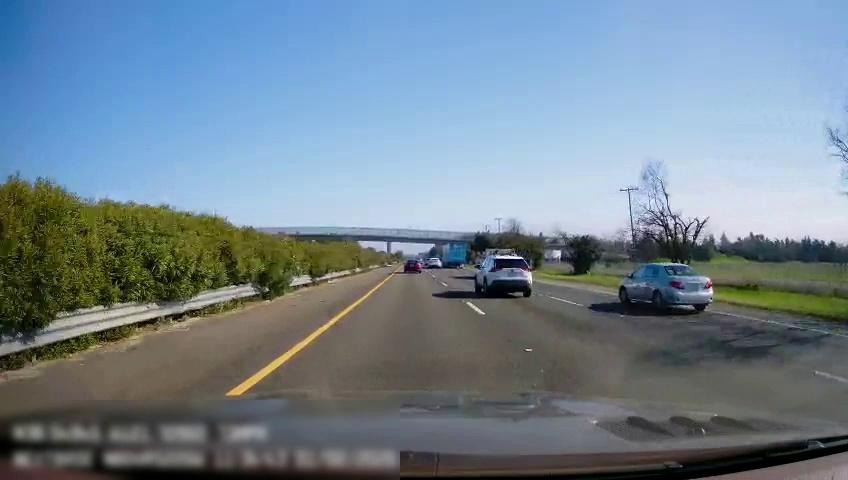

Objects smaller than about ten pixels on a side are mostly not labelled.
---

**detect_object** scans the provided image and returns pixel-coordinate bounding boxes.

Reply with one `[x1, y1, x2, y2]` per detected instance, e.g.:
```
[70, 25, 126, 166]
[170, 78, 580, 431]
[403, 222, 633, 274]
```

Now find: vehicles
[402, 257, 422, 274]
[441, 241, 469, 268]
[427, 258, 442, 269]
[617, 263, 714, 313]
[474, 255, 534, 299]
[480, 248, 517, 265]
